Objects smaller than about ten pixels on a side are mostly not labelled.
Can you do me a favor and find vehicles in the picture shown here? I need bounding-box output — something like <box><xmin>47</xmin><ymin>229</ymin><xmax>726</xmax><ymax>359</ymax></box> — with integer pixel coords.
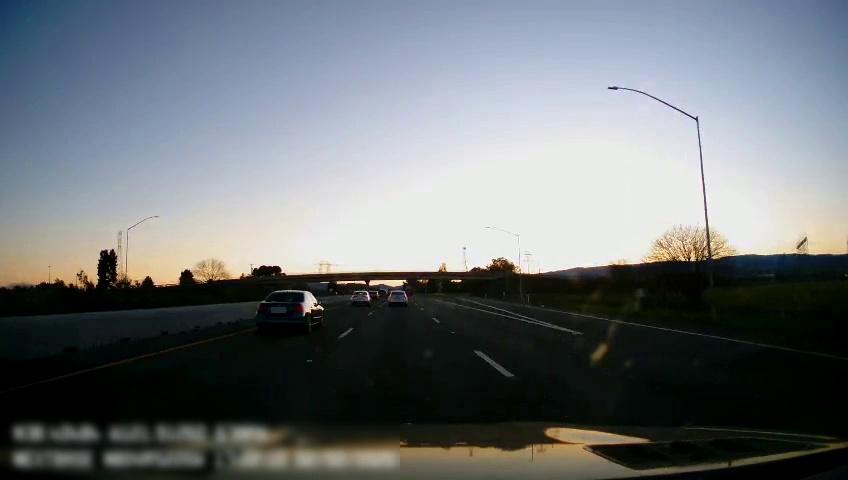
<box><xmin>387</xmin><ymin>290</ymin><xmax>409</xmax><ymax>307</ymax></box>
<box><xmin>349</xmin><ymin>292</ymin><xmax>372</xmax><ymax>306</ymax></box>
<box><xmin>368</xmin><ymin>290</ymin><xmax>381</xmax><ymax>301</ymax></box>
<box><xmin>254</xmin><ymin>290</ymin><xmax>326</xmax><ymax>335</ymax></box>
